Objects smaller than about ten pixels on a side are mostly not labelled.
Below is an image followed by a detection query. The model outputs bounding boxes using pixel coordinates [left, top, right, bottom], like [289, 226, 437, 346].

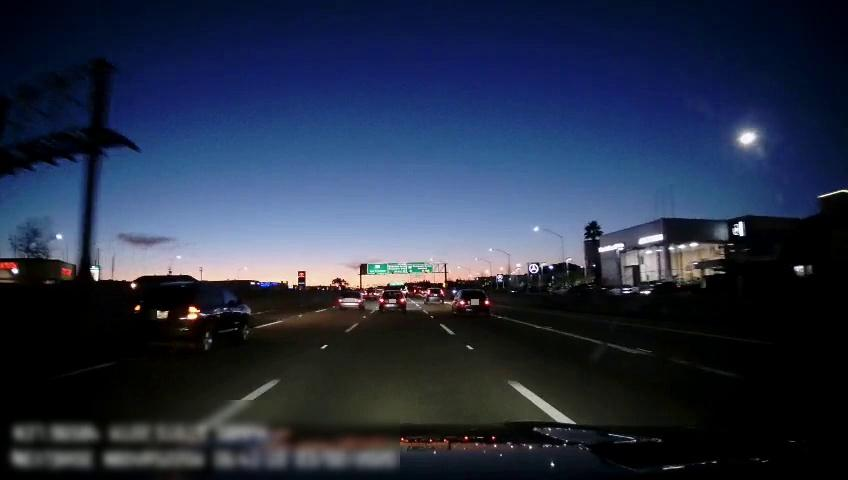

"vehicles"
[338, 291, 365, 311]
[378, 290, 407, 313]
[608, 284, 633, 296]
[622, 280, 663, 296]
[639, 281, 681, 296]
[424, 288, 444, 304]
[364, 289, 378, 300]
[450, 289, 490, 318]
[133, 282, 254, 356]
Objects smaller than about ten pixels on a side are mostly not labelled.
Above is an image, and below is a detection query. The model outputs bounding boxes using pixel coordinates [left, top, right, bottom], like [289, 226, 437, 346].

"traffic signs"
[388, 262, 406, 274]
[406, 262, 433, 273]
[367, 263, 388, 274]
